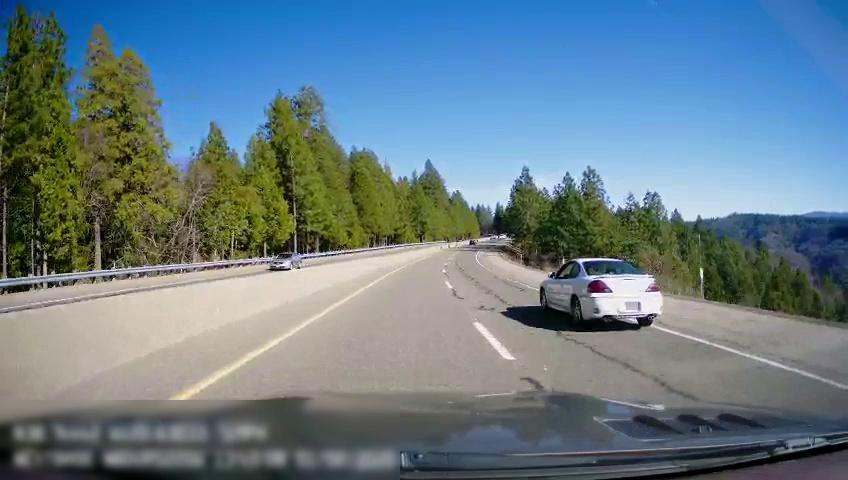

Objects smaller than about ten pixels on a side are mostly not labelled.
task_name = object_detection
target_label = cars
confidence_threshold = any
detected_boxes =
[269,252,302,272]
[539,257,663,331]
